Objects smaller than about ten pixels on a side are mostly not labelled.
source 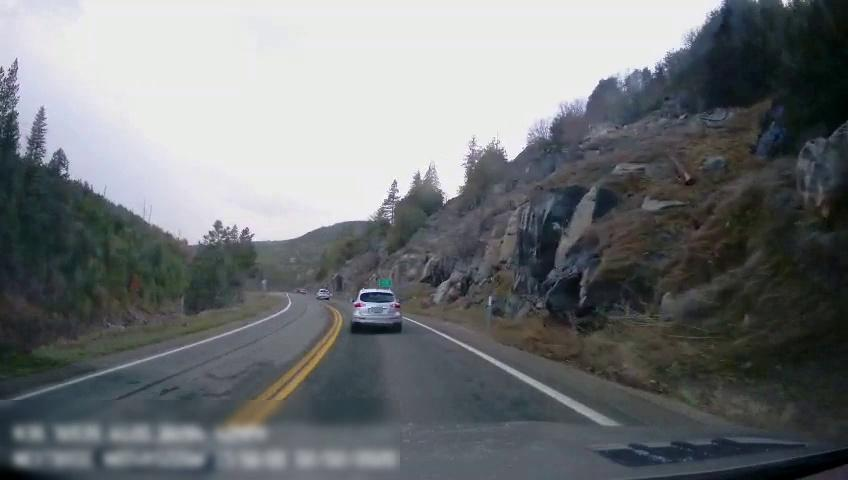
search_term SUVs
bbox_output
[315,288,330,301]
[347,288,403,335]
